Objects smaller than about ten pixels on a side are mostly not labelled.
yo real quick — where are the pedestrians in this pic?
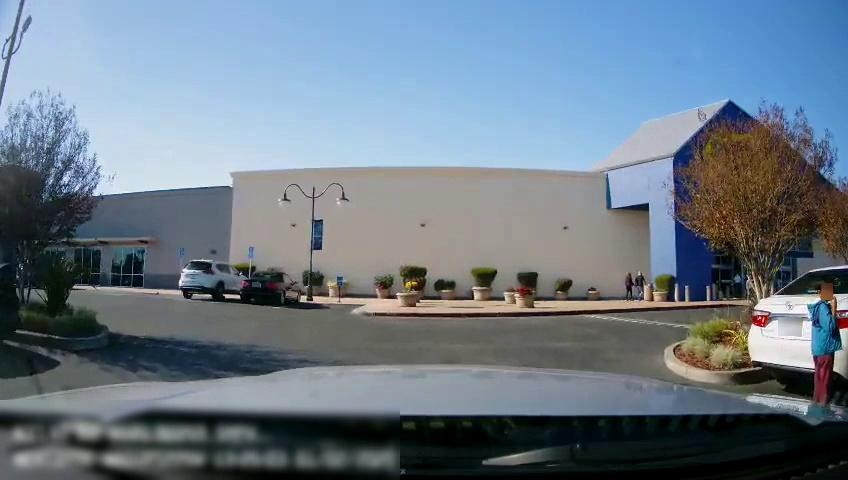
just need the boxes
[806,281,844,403]
[634,271,646,300]
[624,272,634,301]
[745,276,755,305]
[733,271,742,299]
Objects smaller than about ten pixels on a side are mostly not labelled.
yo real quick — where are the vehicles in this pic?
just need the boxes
[178,259,249,300]
[0,267,18,336]
[746,265,848,393]
[240,272,302,307]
